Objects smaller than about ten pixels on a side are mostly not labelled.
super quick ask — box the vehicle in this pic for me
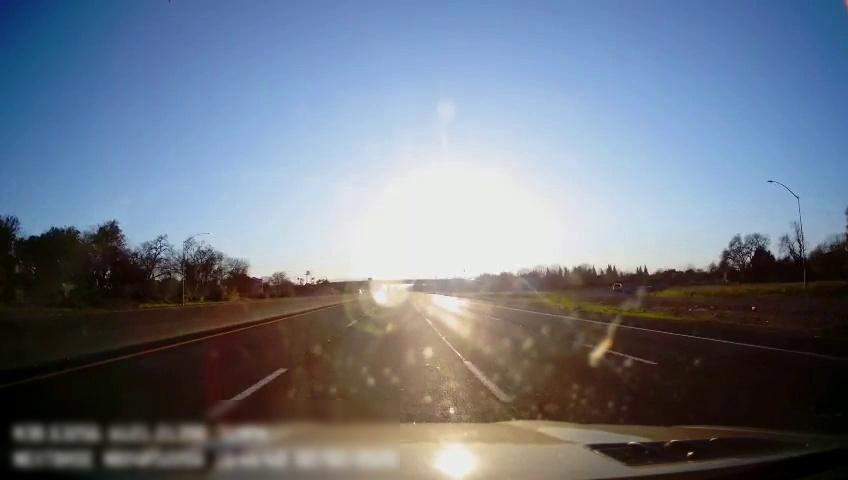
[612,283,623,292]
